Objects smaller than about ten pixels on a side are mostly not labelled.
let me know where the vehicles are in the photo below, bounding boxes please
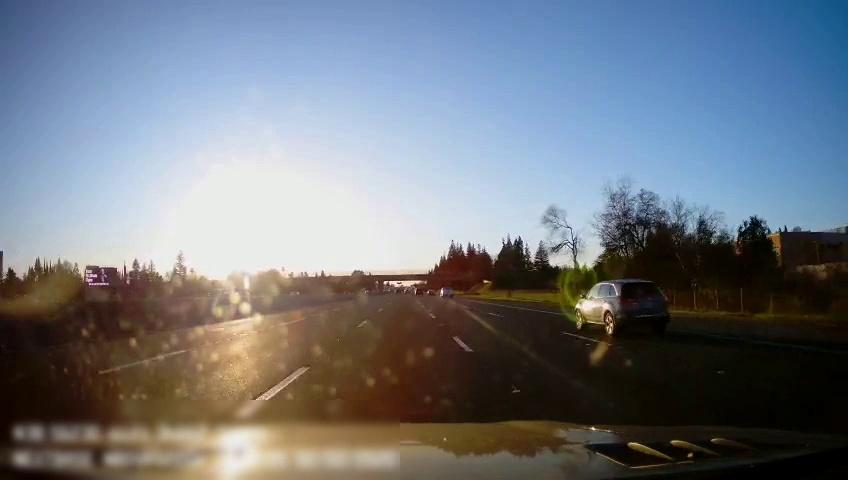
[440,286,453,298]
[288,291,300,295]
[573,279,670,339]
